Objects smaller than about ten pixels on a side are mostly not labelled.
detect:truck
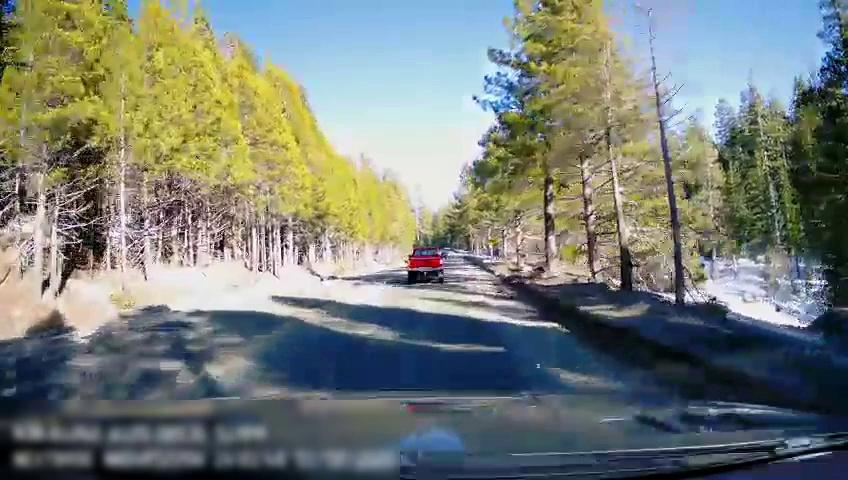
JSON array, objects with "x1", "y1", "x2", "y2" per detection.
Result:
[{"x1": 406, "y1": 246, "x2": 448, "y2": 283}]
